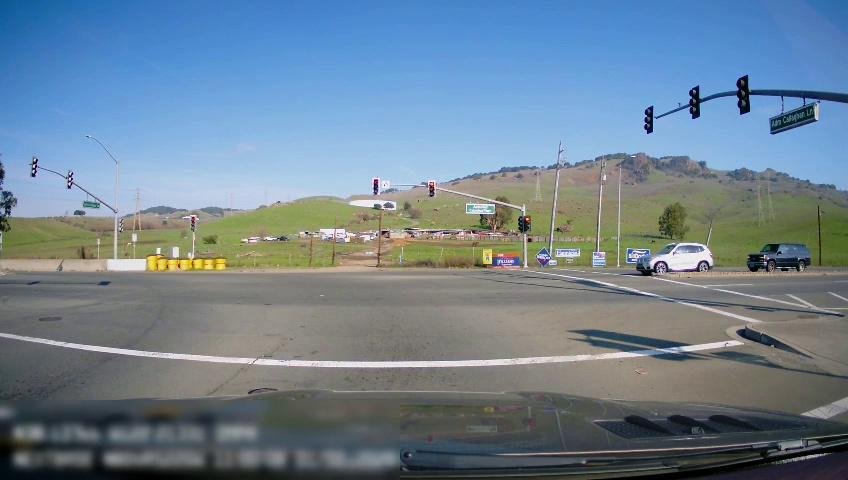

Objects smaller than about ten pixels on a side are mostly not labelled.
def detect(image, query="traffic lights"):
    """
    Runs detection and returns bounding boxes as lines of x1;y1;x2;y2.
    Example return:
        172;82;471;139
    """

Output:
643;104;655;135
116;215;125;233
66;168;75;190
517;215;525;232
30;156;40;178
426;178;437;197
372;177;381;196
735;74;751;115
189;214;198;232
523;214;533;232
687;84;702;120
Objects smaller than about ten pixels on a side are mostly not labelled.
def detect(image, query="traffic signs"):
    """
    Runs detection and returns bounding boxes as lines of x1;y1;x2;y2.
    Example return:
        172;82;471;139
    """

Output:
768;100;821;135
81;199;101;209
464;201;497;216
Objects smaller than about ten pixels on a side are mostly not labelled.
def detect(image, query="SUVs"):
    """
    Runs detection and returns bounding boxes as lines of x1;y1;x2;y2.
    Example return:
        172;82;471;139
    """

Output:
745;243;811;273
636;242;714;276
